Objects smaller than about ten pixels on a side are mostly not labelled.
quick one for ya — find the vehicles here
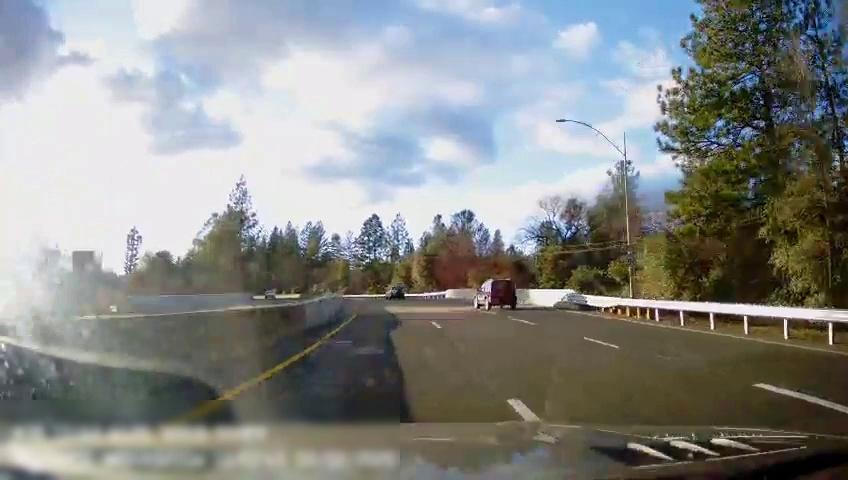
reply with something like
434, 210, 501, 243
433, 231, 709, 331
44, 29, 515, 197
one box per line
264, 290, 276, 300
385, 286, 405, 301
474, 277, 517, 311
